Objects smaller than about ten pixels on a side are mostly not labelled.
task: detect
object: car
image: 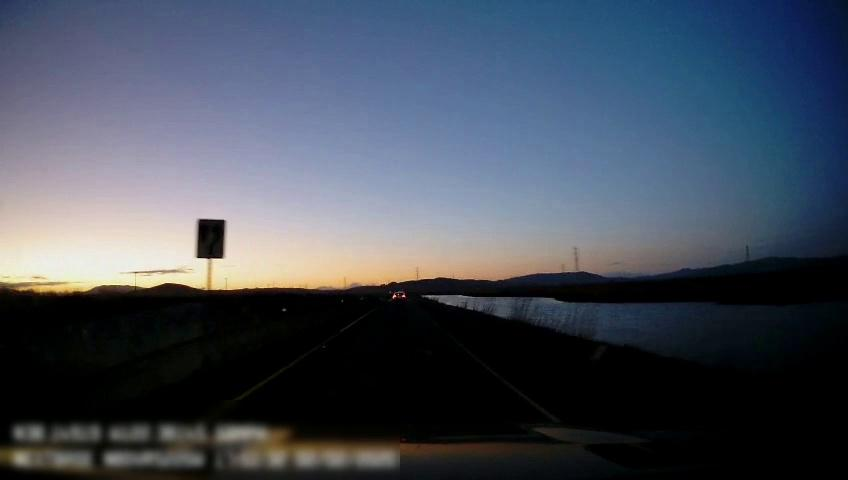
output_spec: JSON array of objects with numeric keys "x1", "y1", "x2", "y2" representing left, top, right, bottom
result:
[{"x1": 392, "y1": 291, "x2": 407, "y2": 302}]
